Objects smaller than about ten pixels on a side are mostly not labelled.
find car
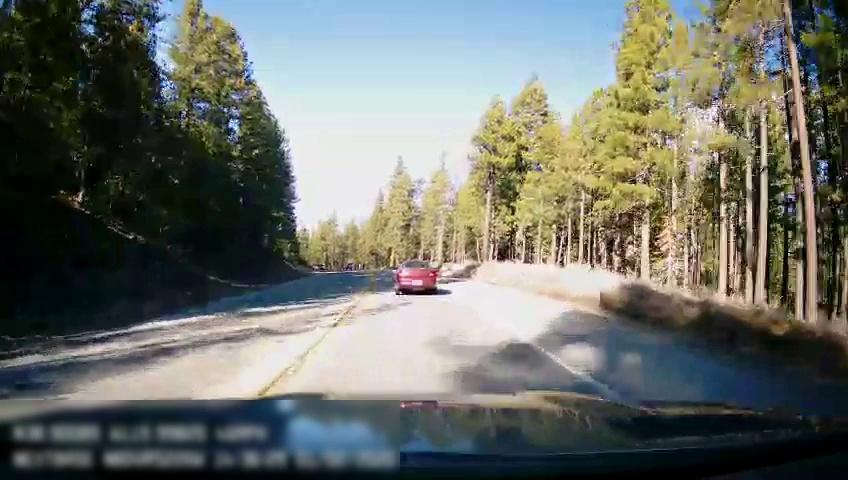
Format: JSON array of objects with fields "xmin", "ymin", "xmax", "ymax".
[{"xmin": 392, "ymin": 260, "xmax": 437, "ymax": 296}]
